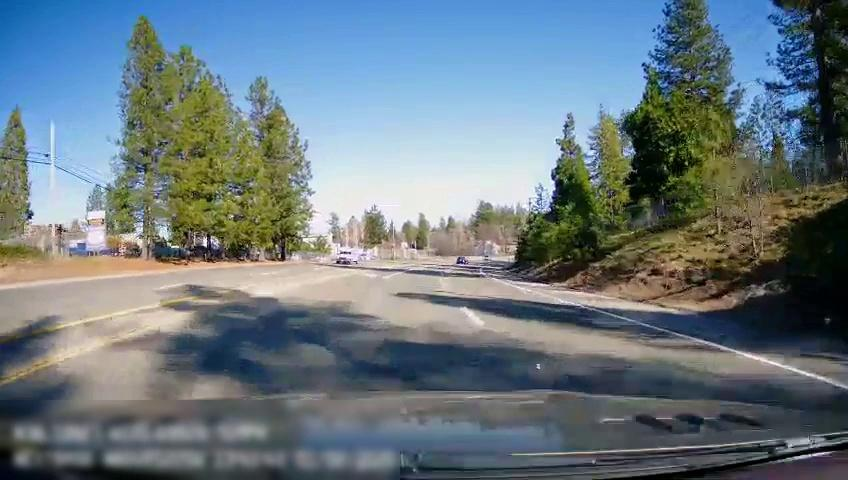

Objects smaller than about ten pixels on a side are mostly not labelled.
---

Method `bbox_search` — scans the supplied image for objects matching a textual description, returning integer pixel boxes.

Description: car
[456,255,467,264]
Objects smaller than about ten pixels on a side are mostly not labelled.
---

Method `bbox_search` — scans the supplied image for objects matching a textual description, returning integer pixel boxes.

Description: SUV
[335,250,360,265]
